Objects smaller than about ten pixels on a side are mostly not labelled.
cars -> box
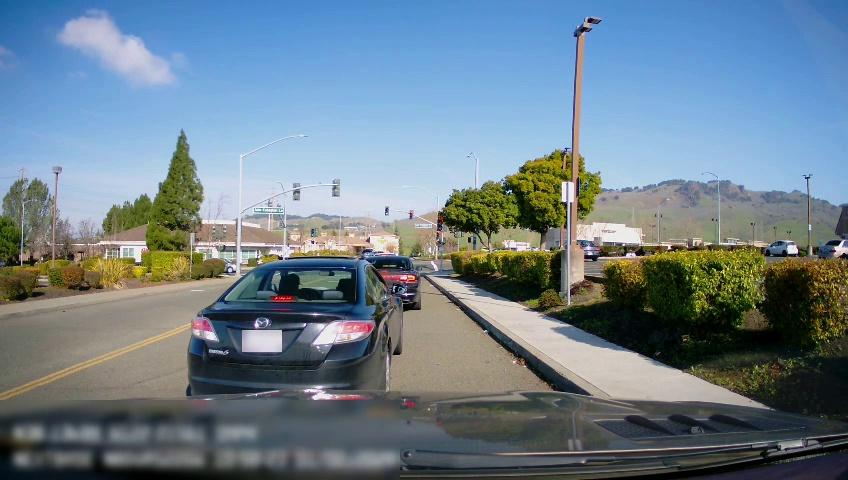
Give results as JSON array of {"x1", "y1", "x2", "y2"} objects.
[
  {"x1": 184, "y1": 255, "x2": 405, "y2": 396},
  {"x1": 817, "y1": 237, "x2": 848, "y2": 270},
  {"x1": 577, "y1": 237, "x2": 602, "y2": 260},
  {"x1": 224, "y1": 257, "x2": 238, "y2": 274},
  {"x1": 764, "y1": 239, "x2": 799, "y2": 256},
  {"x1": 367, "y1": 255, "x2": 424, "y2": 311}
]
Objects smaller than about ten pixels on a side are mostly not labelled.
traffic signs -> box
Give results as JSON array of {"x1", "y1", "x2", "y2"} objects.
[
  {"x1": 417, "y1": 222, "x2": 433, "y2": 229},
  {"x1": 254, "y1": 205, "x2": 285, "y2": 216}
]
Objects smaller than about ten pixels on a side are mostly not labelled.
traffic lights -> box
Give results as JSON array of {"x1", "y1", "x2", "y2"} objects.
[
  {"x1": 291, "y1": 183, "x2": 300, "y2": 201},
  {"x1": 331, "y1": 179, "x2": 340, "y2": 196}
]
